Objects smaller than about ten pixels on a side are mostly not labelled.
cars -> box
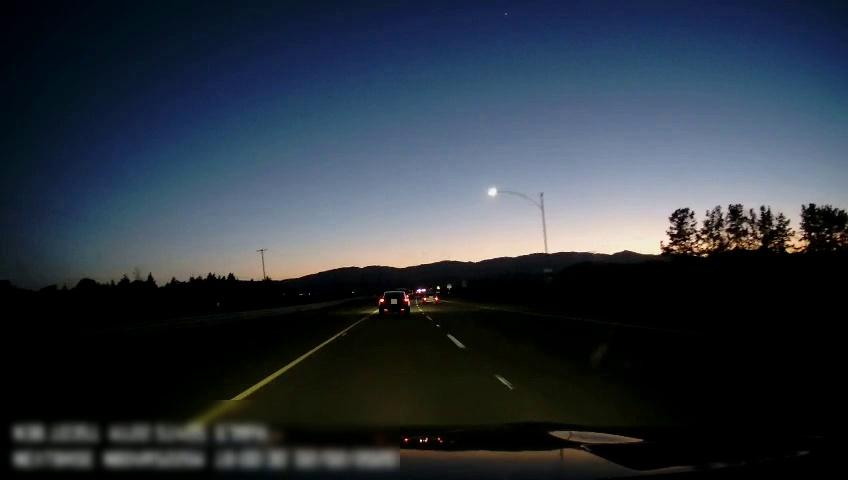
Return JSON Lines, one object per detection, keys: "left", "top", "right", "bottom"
{"left": 379, "top": 290, "right": 410, "bottom": 313}
{"left": 422, "top": 292, "right": 437, "bottom": 304}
